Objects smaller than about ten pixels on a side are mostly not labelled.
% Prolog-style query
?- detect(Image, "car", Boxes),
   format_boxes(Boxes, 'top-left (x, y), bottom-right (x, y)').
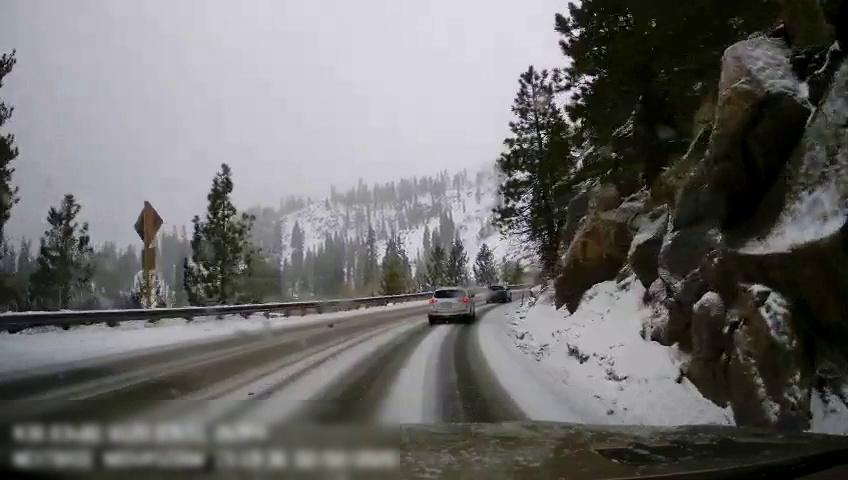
top-left (485, 285), bottom-right (513, 304)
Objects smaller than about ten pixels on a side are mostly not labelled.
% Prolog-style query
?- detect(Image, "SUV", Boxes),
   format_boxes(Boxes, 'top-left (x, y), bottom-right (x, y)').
top-left (428, 287), bottom-right (475, 324)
